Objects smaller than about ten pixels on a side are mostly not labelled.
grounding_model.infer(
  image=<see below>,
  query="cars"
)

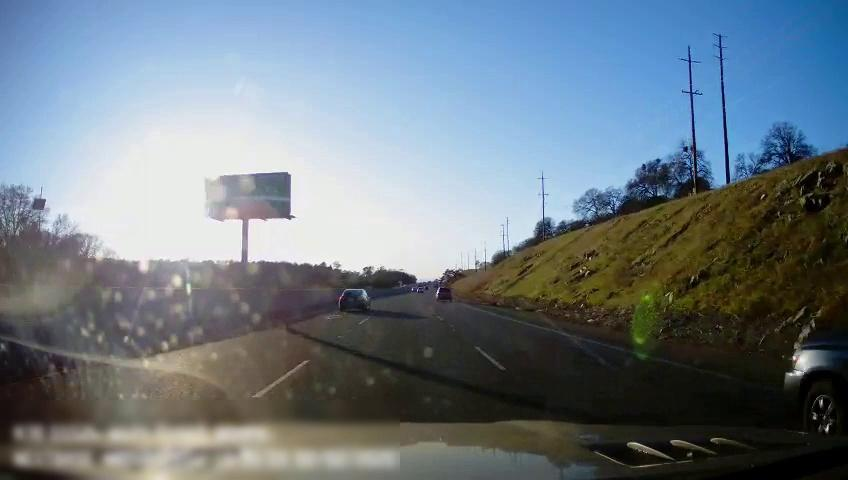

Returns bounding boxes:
[783,332,848,443]
[435,286,452,301]
[339,288,371,314]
